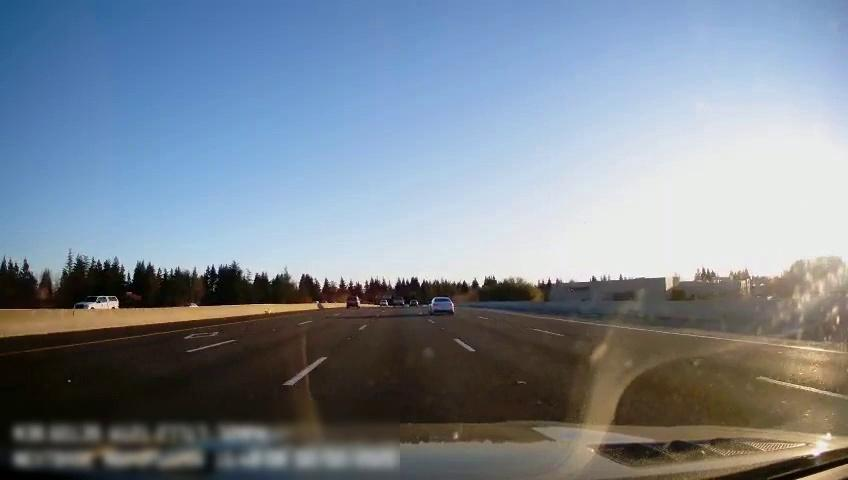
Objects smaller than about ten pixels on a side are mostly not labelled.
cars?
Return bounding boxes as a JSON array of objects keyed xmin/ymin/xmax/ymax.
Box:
[
  {"xmin": 429, "ymin": 297, "xmax": 454, "ymax": 316},
  {"xmin": 184, "ymin": 302, "xmax": 198, "ymax": 307}
]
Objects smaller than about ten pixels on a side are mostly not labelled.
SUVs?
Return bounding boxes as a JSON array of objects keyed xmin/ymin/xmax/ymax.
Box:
[
  {"xmin": 74, "ymin": 295, "xmax": 120, "ymax": 309},
  {"xmin": 346, "ymin": 295, "xmax": 360, "ymax": 308}
]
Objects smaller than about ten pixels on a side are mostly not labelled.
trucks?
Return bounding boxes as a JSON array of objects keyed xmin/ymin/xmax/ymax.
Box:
[{"xmin": 392, "ymin": 296, "xmax": 405, "ymax": 307}]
